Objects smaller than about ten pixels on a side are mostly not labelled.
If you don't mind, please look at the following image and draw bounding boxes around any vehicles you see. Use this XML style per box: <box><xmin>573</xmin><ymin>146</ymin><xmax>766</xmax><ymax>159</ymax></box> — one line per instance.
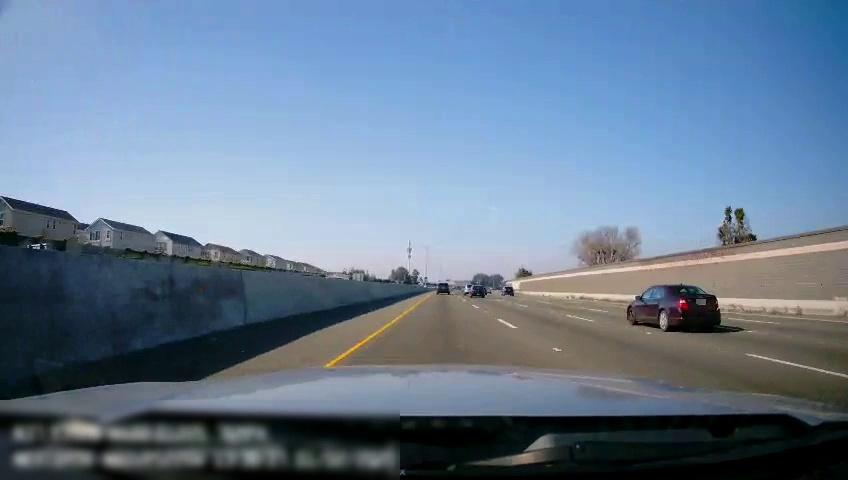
<box><xmin>502</xmin><ymin>286</ymin><xmax>514</xmax><ymax>296</ymax></box>
<box><xmin>436</xmin><ymin>281</ymin><xmax>450</xmax><ymax>295</ymax></box>
<box><xmin>626</xmin><ymin>285</ymin><xmax>721</xmax><ymax>332</ymax></box>
<box><xmin>463</xmin><ymin>284</ymin><xmax>473</xmax><ymax>296</ymax></box>
<box><xmin>470</xmin><ymin>284</ymin><xmax>486</xmax><ymax>298</ymax></box>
